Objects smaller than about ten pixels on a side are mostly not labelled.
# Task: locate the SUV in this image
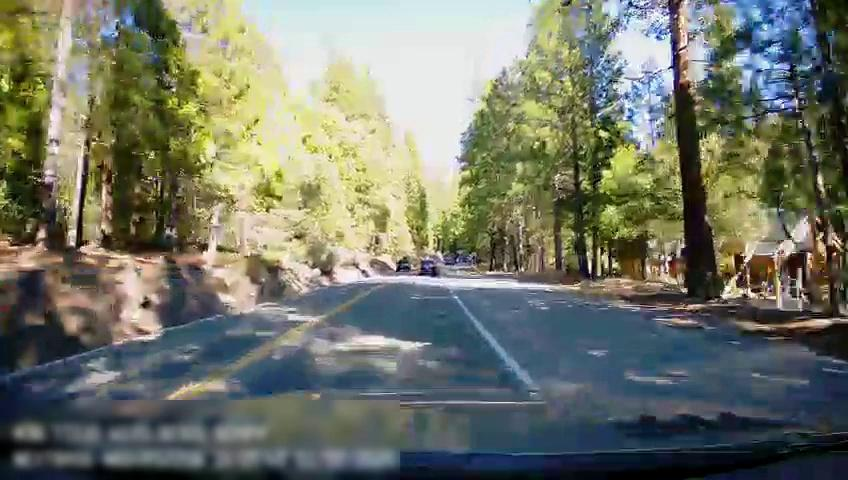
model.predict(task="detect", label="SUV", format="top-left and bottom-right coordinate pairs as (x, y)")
top-left (396, 255), bottom-right (412, 273)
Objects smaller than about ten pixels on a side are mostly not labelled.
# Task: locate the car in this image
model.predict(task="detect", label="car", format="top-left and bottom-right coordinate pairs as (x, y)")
top-left (418, 260), bottom-right (438, 276)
